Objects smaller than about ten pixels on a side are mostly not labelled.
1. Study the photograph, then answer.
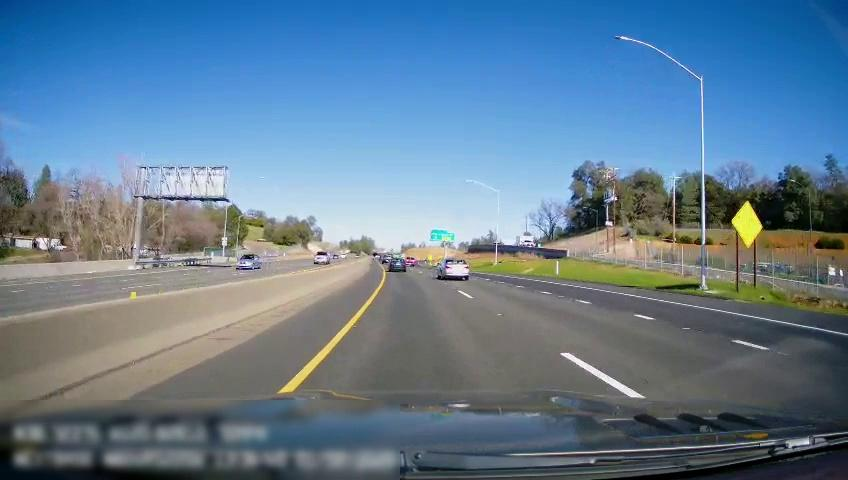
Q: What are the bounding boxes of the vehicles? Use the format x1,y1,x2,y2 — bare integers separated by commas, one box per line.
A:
386,255,409,273
518,234,535,248
404,256,415,267
435,257,470,281
312,250,331,265
236,253,263,270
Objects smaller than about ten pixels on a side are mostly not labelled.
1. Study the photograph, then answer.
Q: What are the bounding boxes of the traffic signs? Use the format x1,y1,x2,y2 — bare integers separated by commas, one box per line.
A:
730,200,762,248
431,229,455,242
